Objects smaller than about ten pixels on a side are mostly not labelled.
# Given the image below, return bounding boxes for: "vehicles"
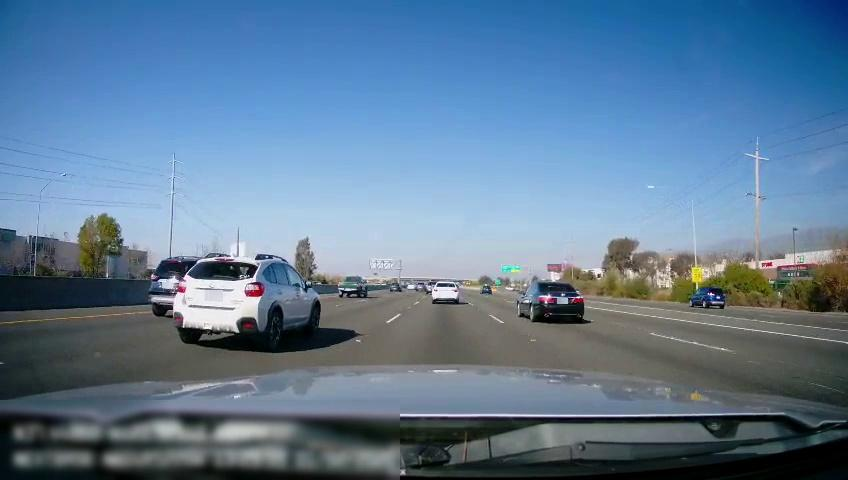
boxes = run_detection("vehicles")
[688,286,727,309]
[148,254,208,318]
[337,276,369,298]
[515,280,585,323]
[172,251,323,352]
[431,280,460,304]
[480,285,492,295]
[425,281,438,295]
[389,282,402,292]
[309,279,323,285]
[415,282,426,292]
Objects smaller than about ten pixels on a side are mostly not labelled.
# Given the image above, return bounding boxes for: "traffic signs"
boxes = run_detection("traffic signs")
[502,264,522,274]
[691,266,705,284]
